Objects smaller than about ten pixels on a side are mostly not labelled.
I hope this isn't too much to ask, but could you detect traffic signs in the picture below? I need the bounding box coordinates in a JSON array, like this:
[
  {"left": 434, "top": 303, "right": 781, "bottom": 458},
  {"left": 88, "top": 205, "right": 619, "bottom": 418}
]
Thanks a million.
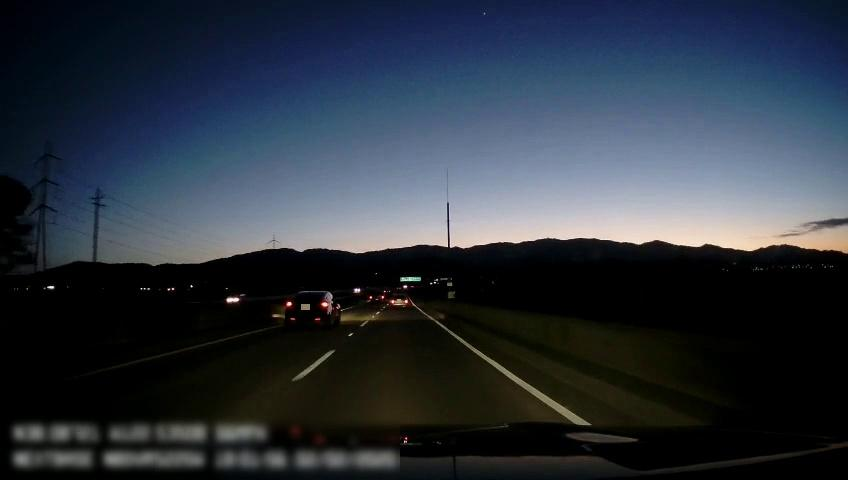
[{"left": 400, "top": 276, "right": 421, "bottom": 282}]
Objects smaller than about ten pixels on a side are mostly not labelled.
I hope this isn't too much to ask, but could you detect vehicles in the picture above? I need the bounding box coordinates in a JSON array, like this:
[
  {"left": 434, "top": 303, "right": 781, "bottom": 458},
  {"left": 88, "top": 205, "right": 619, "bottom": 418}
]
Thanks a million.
[
  {"left": 284, "top": 290, "right": 340, "bottom": 329},
  {"left": 224, "top": 294, "right": 241, "bottom": 305},
  {"left": 367, "top": 291, "right": 385, "bottom": 306},
  {"left": 391, "top": 294, "right": 410, "bottom": 308}
]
